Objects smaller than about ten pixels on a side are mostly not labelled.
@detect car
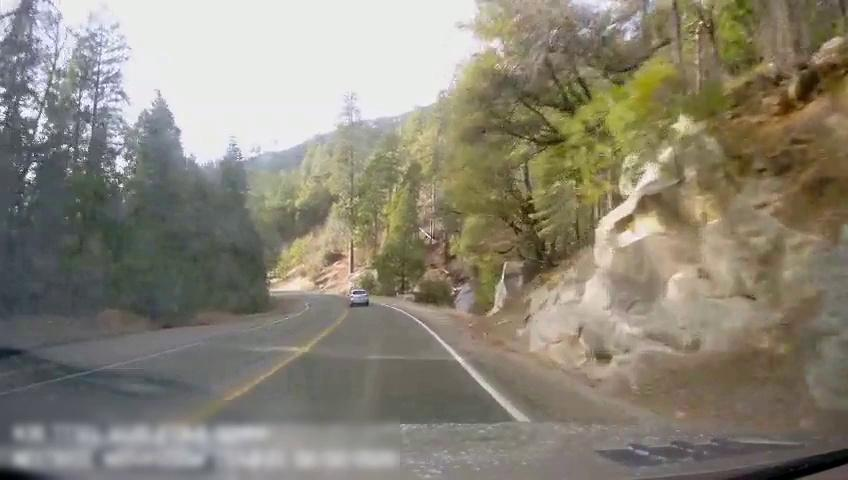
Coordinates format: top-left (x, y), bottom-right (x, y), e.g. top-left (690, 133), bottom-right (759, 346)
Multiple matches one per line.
top-left (347, 288), bottom-right (369, 307)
